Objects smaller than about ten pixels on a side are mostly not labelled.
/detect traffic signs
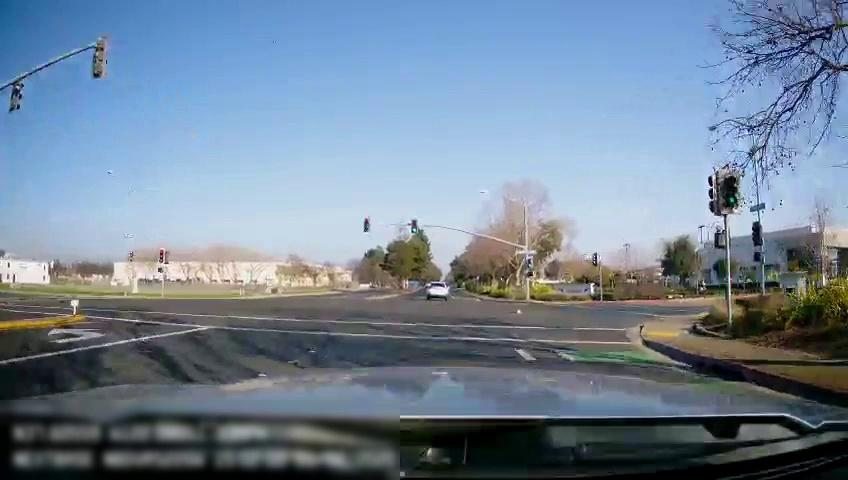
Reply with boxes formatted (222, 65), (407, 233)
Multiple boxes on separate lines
(516, 250), (537, 255)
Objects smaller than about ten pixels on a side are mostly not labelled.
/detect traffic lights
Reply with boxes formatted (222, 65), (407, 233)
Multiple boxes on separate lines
(91, 36), (108, 80)
(158, 250), (165, 263)
(705, 175), (717, 213)
(723, 171), (741, 211)
(527, 258), (533, 269)
(591, 251), (598, 267)
(751, 221), (762, 248)
(165, 249), (169, 266)
(9, 81), (24, 110)
(362, 218), (370, 234)
(411, 219), (418, 234)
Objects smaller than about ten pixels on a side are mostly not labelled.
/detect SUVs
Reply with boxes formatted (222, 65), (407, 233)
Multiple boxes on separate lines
(426, 280), (449, 301)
